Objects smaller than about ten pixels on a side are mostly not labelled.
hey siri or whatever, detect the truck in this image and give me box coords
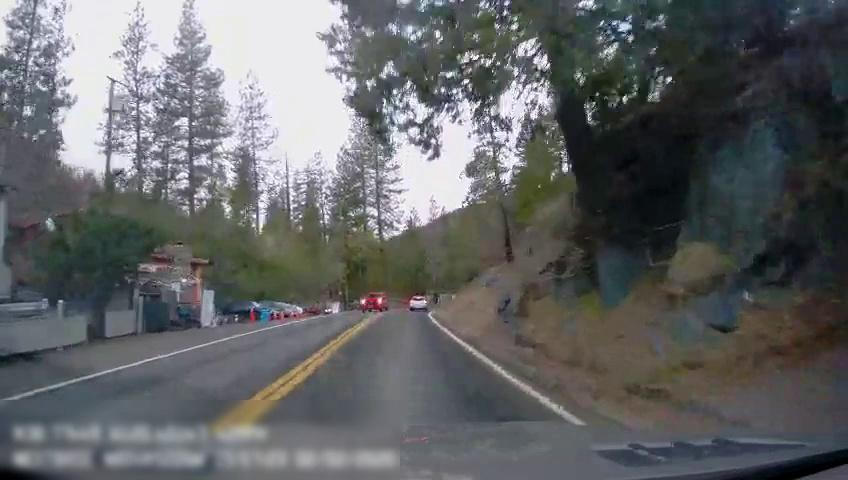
[360,291,389,313]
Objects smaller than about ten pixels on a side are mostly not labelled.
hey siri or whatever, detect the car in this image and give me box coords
[409,295,428,312]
